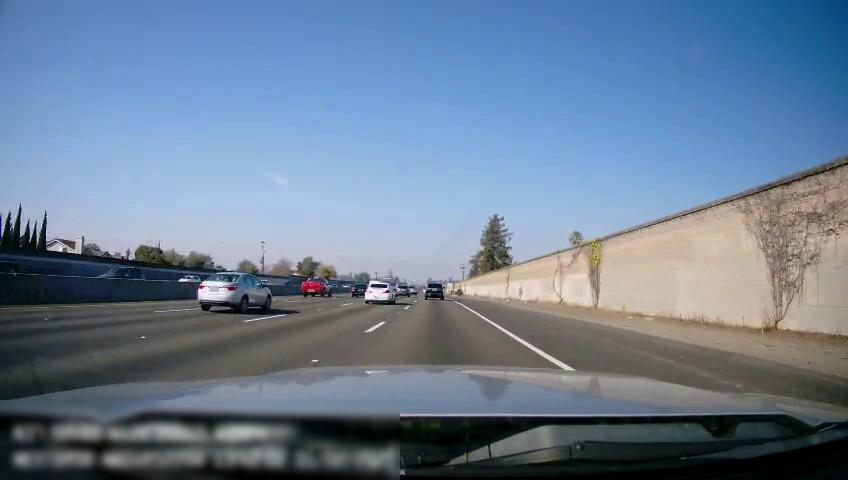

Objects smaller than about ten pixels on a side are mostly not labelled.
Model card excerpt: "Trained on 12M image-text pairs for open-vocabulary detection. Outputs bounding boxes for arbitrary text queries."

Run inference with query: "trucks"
[301,276,333,297]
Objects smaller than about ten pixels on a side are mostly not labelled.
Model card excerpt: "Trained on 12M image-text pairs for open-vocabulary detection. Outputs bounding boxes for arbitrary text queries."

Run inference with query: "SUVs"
[97,264,146,281]
[394,285,410,298]
[424,283,445,301]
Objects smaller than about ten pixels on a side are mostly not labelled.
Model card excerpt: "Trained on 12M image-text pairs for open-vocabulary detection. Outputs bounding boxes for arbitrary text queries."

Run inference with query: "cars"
[364,280,398,305]
[350,282,374,298]
[197,272,273,314]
